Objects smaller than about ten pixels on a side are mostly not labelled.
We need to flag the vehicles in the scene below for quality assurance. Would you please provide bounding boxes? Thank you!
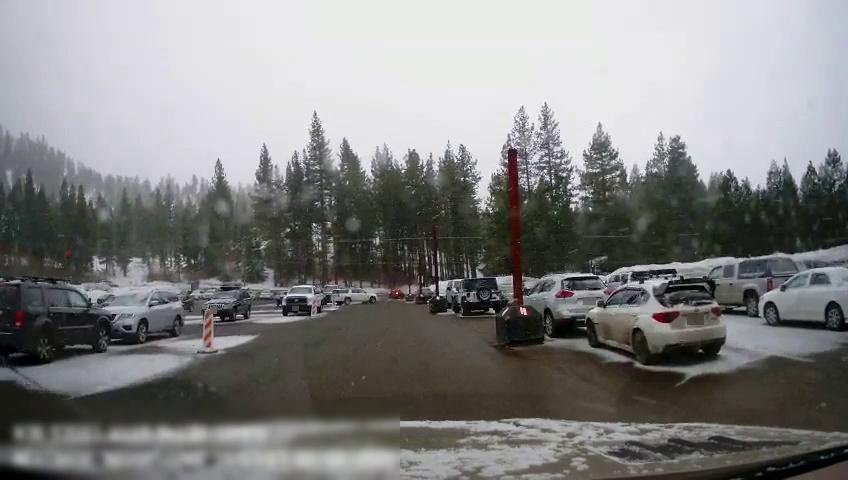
[708,257,803,319]
[524,274,612,337]
[583,283,726,364]
[331,287,378,305]
[183,291,194,312]
[322,284,340,304]
[281,285,322,317]
[451,277,502,316]
[757,267,848,332]
[96,285,185,347]
[0,283,114,367]
[202,289,251,322]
